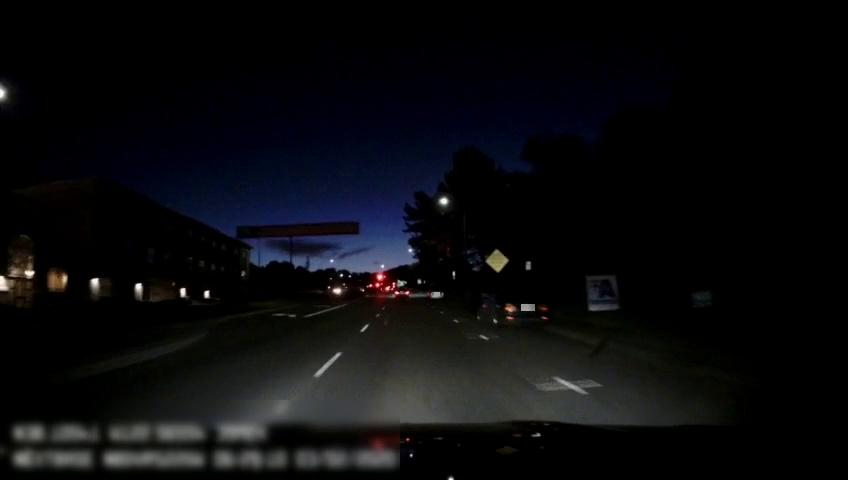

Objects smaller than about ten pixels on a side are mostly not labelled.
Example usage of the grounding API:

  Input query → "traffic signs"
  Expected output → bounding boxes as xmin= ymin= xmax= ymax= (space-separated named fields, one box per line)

xmin=486 ymin=250 xmax=509 ymax=274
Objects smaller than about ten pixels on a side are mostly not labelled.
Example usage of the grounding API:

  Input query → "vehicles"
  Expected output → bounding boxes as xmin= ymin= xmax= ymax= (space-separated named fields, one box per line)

xmin=394 ymin=287 xmax=409 ymax=299
xmin=476 ymin=289 xmax=549 ymax=330
xmin=426 ymin=288 xmax=445 ymax=301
